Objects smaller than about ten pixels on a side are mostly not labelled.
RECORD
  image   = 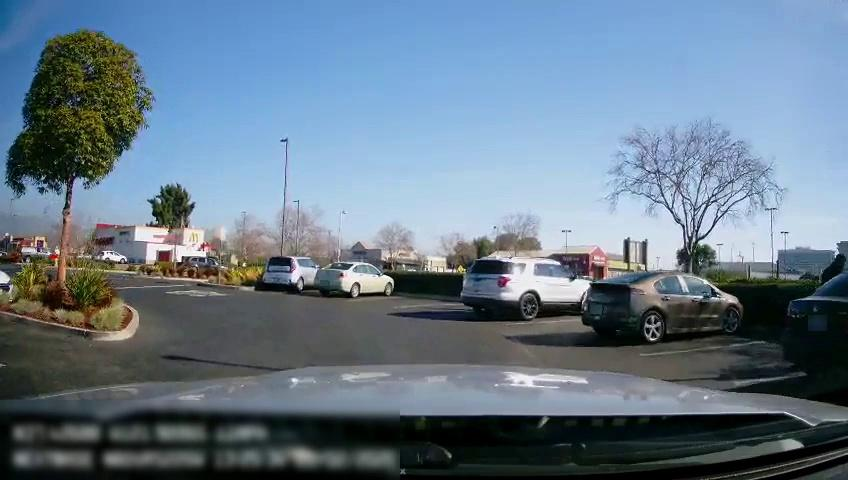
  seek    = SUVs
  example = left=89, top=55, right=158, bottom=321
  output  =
left=95, top=250, right=127, bottom=264
left=460, top=256, right=602, bottom=322
left=262, top=256, right=333, bottom=294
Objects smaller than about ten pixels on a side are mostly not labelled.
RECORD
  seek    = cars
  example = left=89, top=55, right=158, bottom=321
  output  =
left=583, top=270, right=745, bottom=344
left=0, top=269, right=13, bottom=295
left=317, top=262, right=395, bottom=299
left=784, top=270, right=848, bottom=379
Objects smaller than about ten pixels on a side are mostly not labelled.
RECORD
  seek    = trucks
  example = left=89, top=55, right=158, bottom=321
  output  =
left=175, top=255, right=227, bottom=271
left=16, top=245, right=58, bottom=264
